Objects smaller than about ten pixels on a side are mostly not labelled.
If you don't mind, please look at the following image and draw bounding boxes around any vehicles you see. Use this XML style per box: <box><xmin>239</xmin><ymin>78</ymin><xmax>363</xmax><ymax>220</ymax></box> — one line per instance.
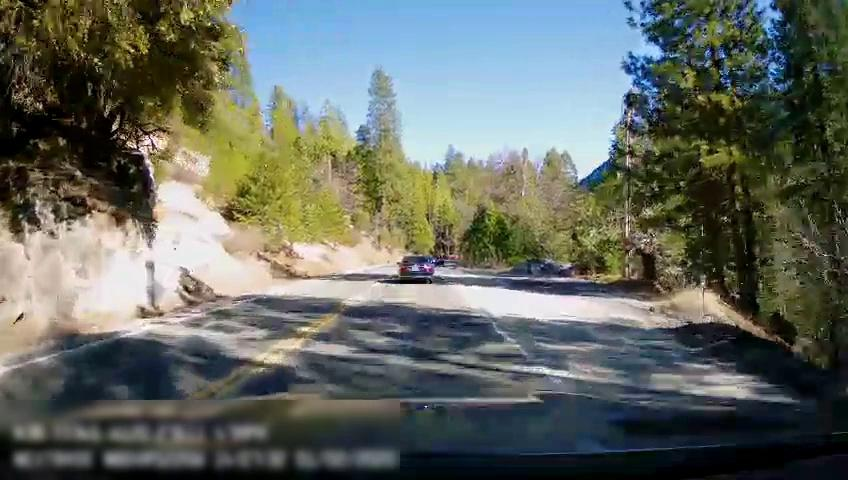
<box><xmin>431</xmin><ymin>256</ymin><xmax>445</xmax><ymax>266</ymax></box>
<box><xmin>395</xmin><ymin>255</ymin><xmax>435</xmax><ymax>285</ymax></box>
